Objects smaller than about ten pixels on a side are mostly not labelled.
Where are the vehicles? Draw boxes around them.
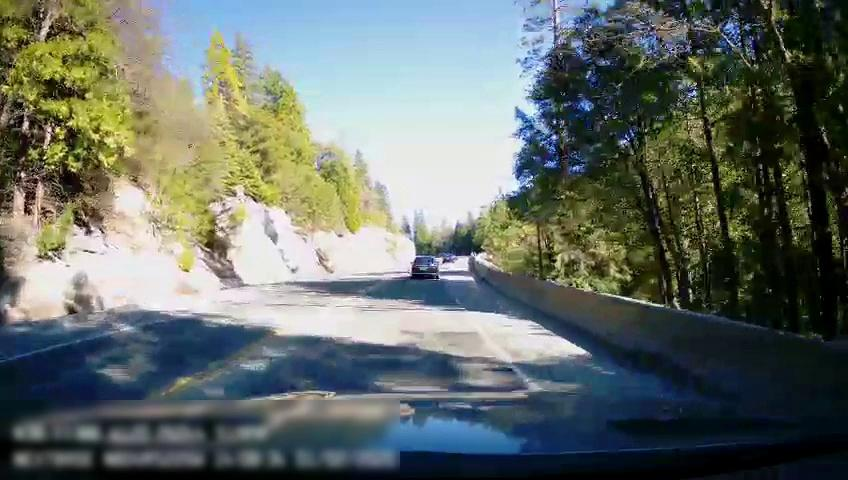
[442,254,455,264]
[410,255,440,280]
